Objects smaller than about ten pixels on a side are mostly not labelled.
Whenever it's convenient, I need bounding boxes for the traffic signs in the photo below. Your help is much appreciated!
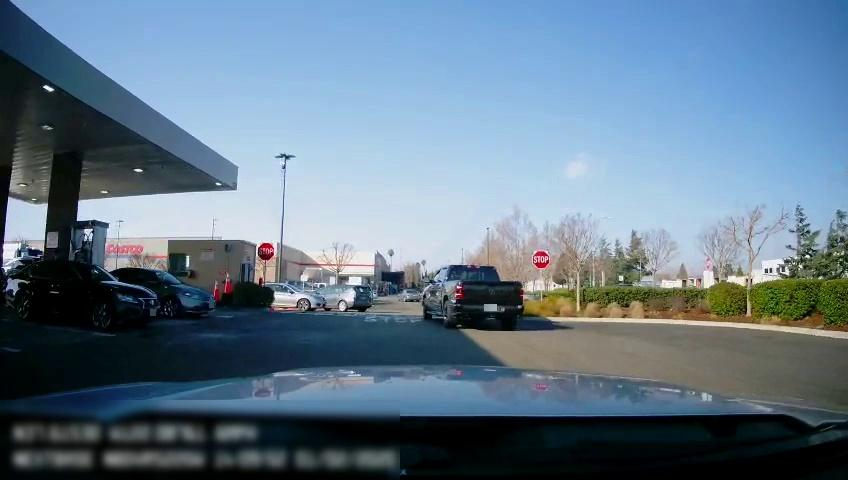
[256,241,276,263]
[705,255,714,271]
[530,247,552,272]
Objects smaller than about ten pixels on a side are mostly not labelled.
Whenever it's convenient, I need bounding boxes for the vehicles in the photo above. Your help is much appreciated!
[261,280,328,313]
[398,287,420,303]
[108,267,217,320]
[316,284,375,313]
[2,259,162,332]
[311,283,327,291]
[418,264,525,330]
